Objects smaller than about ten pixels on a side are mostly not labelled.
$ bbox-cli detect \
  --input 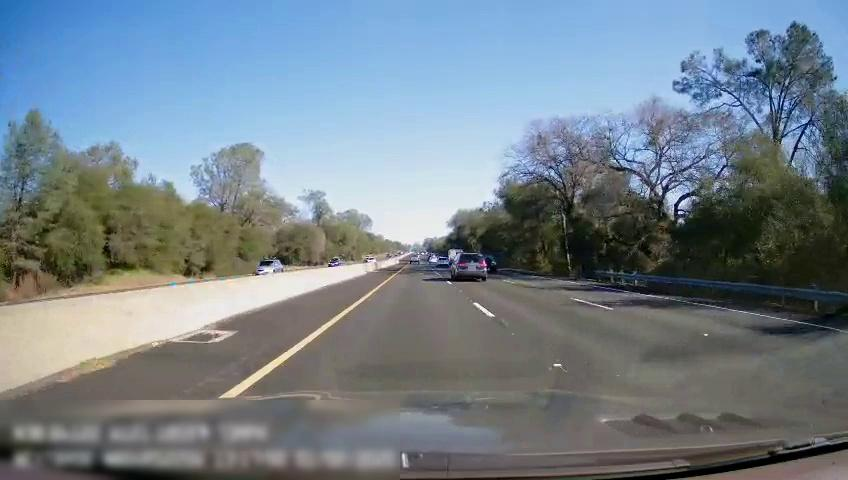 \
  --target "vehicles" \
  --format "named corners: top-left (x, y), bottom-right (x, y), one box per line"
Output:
top-left (436, 257), bottom-right (450, 268)
top-left (256, 259), bottom-right (284, 275)
top-left (328, 257), bottom-right (342, 268)
top-left (429, 255), bottom-right (438, 264)
top-left (448, 249), bottom-right (464, 264)
top-left (409, 254), bottom-right (420, 264)
top-left (450, 252), bottom-right (488, 282)
top-left (484, 255), bottom-right (497, 273)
